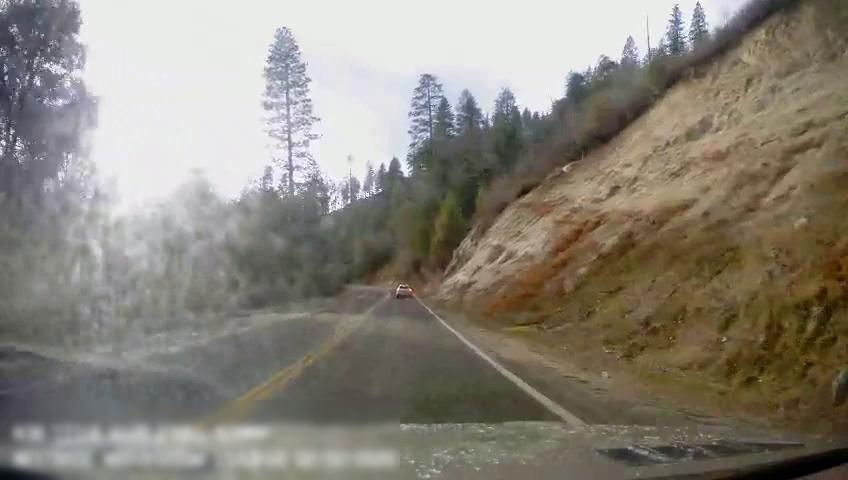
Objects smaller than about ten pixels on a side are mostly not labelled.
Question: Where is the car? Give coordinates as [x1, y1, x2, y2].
[395, 283, 413, 299]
